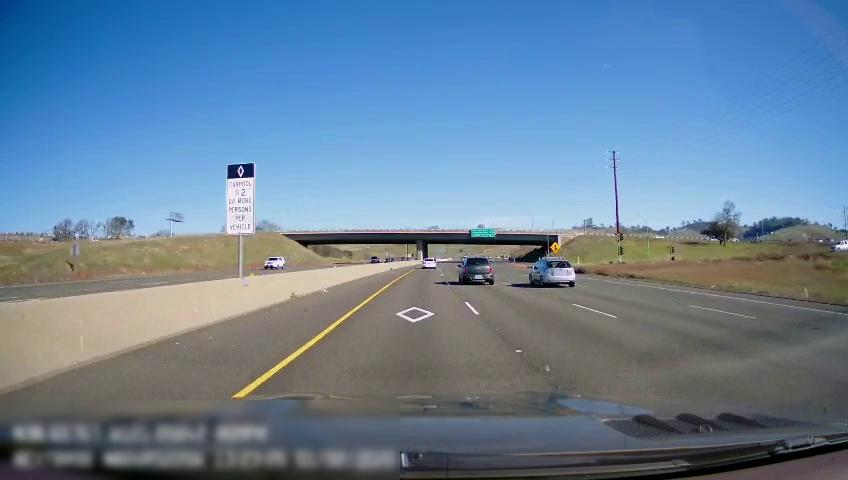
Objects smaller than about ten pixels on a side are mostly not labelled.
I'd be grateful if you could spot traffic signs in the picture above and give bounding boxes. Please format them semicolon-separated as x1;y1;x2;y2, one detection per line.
549;241;561;254
470;227;496;238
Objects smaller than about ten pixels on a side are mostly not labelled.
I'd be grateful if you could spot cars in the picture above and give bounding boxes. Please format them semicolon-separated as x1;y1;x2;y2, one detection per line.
457;257;495;284
527;260;577;288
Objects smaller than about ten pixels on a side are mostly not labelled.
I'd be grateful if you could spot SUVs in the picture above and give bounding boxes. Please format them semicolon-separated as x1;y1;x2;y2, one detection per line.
264;256;285;269
422;257;437;269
